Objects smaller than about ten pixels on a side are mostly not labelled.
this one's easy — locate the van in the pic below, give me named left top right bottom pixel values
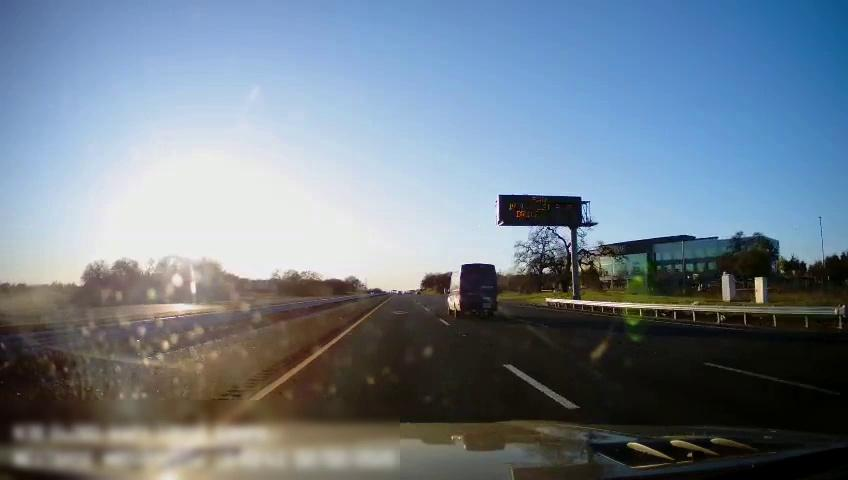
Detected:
left=443, top=264, right=498, bottom=321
